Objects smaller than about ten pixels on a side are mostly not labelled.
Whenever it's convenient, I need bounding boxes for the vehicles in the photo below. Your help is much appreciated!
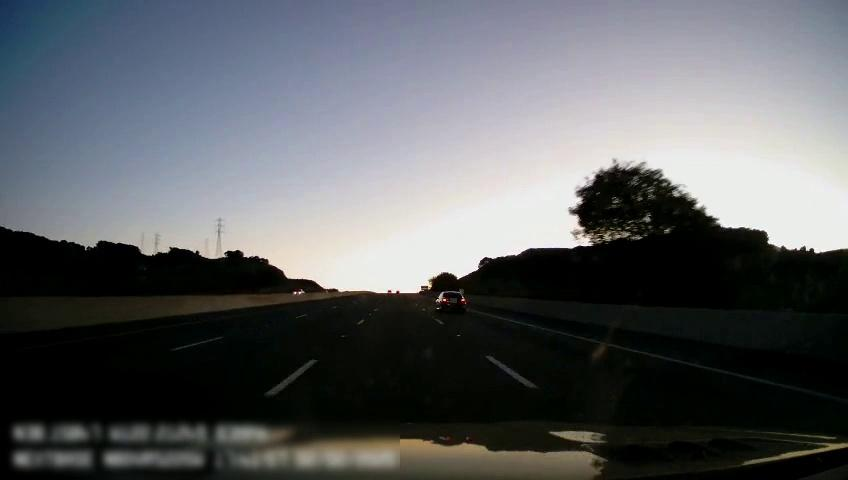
[293,289,305,295]
[433,290,468,313]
